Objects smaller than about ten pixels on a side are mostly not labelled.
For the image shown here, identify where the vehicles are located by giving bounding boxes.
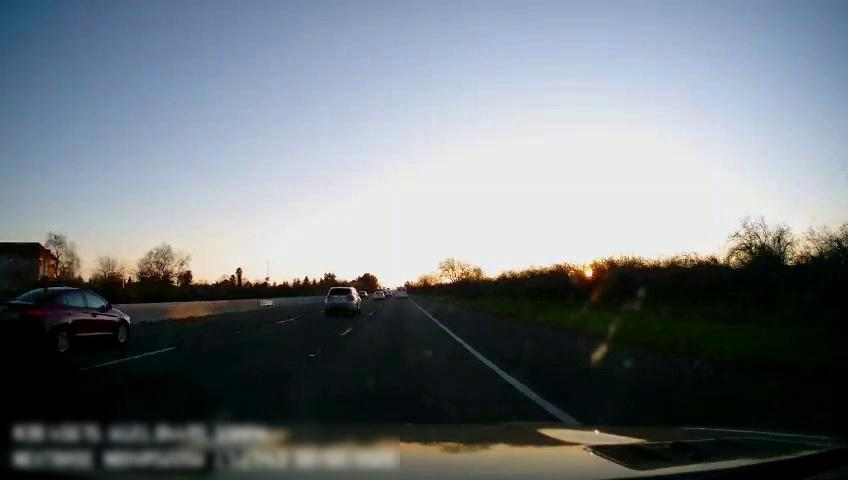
[0,285,131,357]
[373,290,386,301]
[396,287,409,299]
[324,286,363,317]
